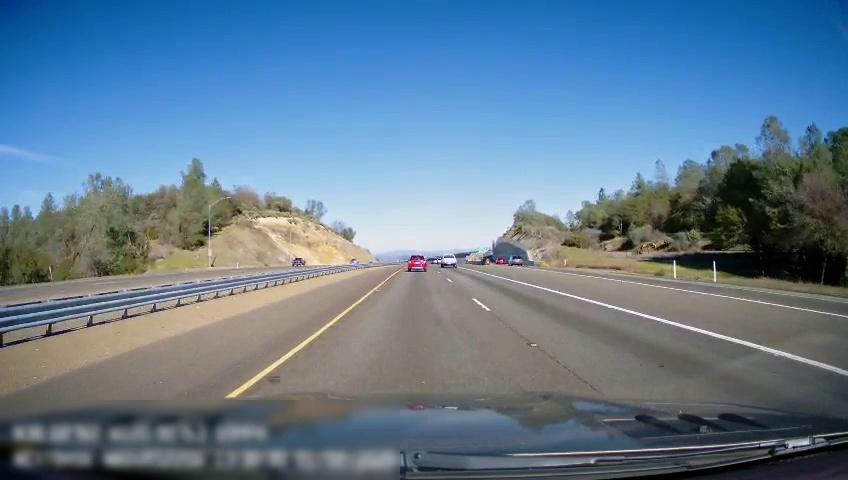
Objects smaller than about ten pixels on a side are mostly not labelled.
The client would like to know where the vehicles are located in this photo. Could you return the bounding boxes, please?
[291,257,308,267]
[509,256,523,266]
[441,255,457,268]
[495,256,506,265]
[408,256,426,271]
